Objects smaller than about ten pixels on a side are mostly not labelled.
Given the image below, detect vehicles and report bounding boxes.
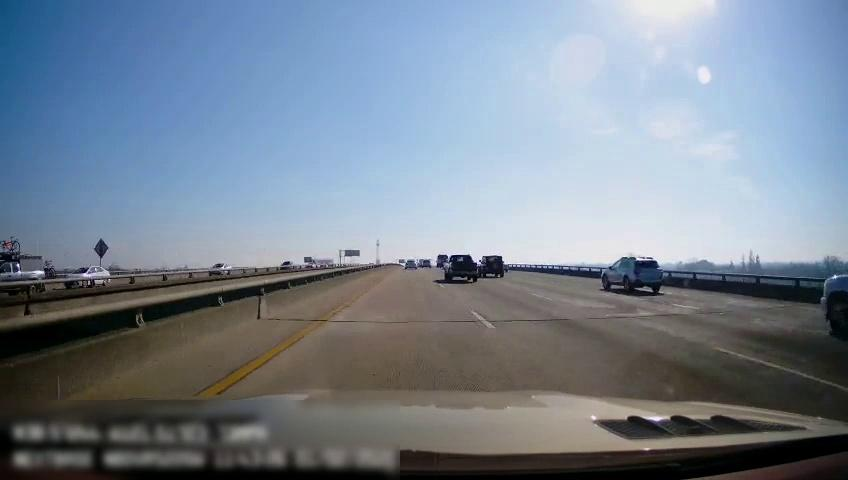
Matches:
[477,255,505,278]
[208,263,232,276]
[444,255,478,281]
[405,260,417,269]
[822,272,848,334]
[600,256,664,295]
[0,260,45,297]
[279,261,294,269]
[419,259,432,269]
[64,265,112,290]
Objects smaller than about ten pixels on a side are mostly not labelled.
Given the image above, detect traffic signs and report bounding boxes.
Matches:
[344,250,360,257]
[93,238,109,258]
